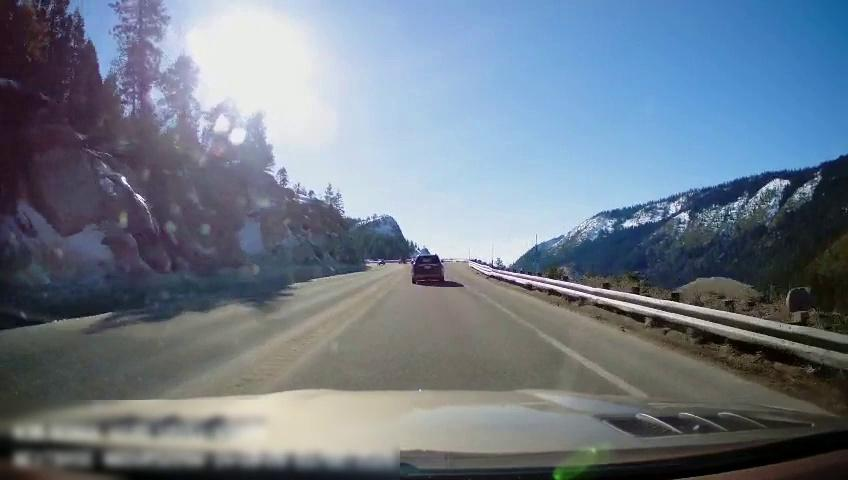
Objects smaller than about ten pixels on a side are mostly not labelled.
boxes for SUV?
[411,253,446,285]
